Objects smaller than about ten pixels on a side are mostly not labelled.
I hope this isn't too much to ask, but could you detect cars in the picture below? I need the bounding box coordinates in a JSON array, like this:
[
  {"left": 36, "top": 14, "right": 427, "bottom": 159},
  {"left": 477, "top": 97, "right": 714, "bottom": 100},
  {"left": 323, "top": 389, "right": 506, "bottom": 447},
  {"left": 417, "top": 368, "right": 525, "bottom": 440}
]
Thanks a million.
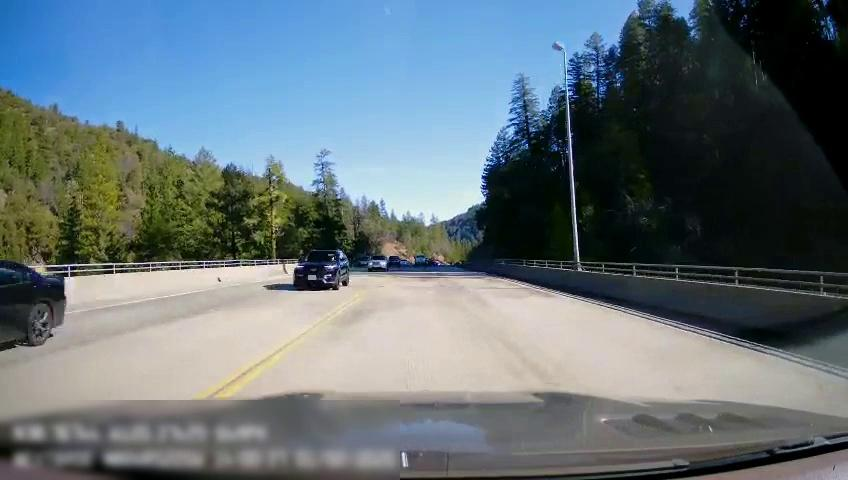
[{"left": 0, "top": 257, "right": 66, "bottom": 346}]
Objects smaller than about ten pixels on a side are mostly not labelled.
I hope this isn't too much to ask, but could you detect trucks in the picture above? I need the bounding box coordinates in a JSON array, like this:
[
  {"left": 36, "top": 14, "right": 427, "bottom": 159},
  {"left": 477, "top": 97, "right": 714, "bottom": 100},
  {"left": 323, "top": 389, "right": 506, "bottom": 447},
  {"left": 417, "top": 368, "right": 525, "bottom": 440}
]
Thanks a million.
[{"left": 414, "top": 255, "right": 428, "bottom": 268}]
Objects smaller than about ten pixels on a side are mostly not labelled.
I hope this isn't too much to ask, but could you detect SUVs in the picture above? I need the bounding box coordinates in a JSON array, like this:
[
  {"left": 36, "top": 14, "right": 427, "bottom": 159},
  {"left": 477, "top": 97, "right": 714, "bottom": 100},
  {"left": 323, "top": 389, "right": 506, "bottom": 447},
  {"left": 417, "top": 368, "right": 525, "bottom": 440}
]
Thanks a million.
[
  {"left": 367, "top": 256, "right": 389, "bottom": 272},
  {"left": 292, "top": 249, "right": 350, "bottom": 292},
  {"left": 388, "top": 256, "right": 401, "bottom": 268}
]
